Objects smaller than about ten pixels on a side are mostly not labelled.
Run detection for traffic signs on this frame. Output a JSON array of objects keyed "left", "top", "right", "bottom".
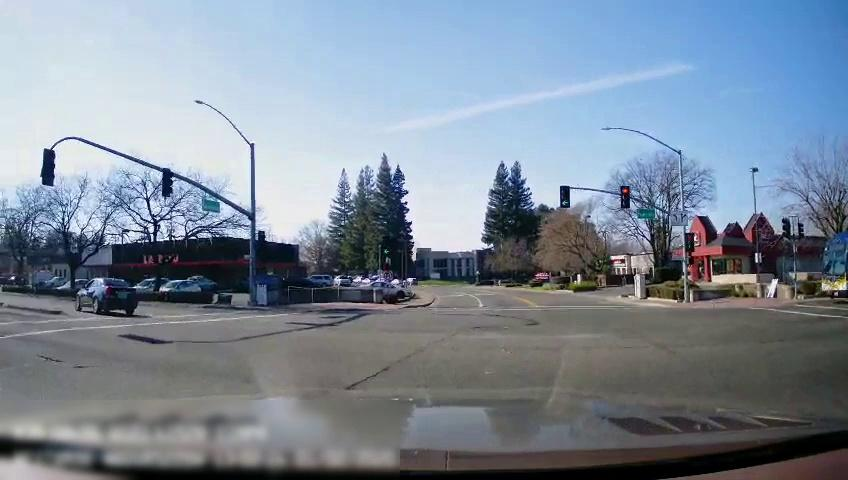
[
  {"left": 203, "top": 200, "right": 220, "bottom": 212},
  {"left": 670, "top": 210, "right": 689, "bottom": 226},
  {"left": 638, "top": 208, "right": 656, "bottom": 219}
]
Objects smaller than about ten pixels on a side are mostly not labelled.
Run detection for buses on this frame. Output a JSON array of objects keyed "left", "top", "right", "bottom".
[{"left": 819, "top": 231, "right": 848, "bottom": 298}]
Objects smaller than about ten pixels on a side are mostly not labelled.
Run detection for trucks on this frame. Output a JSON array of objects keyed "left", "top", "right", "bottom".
[{"left": 31, "top": 271, "right": 53, "bottom": 286}]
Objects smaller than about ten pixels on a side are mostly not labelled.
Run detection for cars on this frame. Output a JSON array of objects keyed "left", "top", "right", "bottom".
[
  {"left": 132, "top": 279, "right": 171, "bottom": 291},
  {"left": 56, "top": 279, "right": 92, "bottom": 290},
  {"left": 157, "top": 280, "right": 201, "bottom": 293},
  {"left": 74, "top": 278, "right": 138, "bottom": 315},
  {"left": 355, "top": 281, "right": 410, "bottom": 297}
]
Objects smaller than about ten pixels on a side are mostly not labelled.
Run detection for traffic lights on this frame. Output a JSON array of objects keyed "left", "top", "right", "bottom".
[
  {"left": 560, "top": 185, "right": 570, "bottom": 208},
  {"left": 797, "top": 222, "right": 806, "bottom": 240},
  {"left": 781, "top": 218, "right": 791, "bottom": 238},
  {"left": 383, "top": 241, "right": 392, "bottom": 257},
  {"left": 161, "top": 168, "right": 174, "bottom": 197},
  {"left": 258, "top": 230, "right": 266, "bottom": 245},
  {"left": 685, "top": 233, "right": 695, "bottom": 252},
  {"left": 620, "top": 185, "right": 630, "bottom": 208},
  {"left": 41, "top": 148, "right": 56, "bottom": 187}
]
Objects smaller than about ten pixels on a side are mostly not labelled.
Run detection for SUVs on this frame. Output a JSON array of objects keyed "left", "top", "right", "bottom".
[
  {"left": 44, "top": 276, "right": 68, "bottom": 286},
  {"left": 185, "top": 276, "right": 217, "bottom": 293}
]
